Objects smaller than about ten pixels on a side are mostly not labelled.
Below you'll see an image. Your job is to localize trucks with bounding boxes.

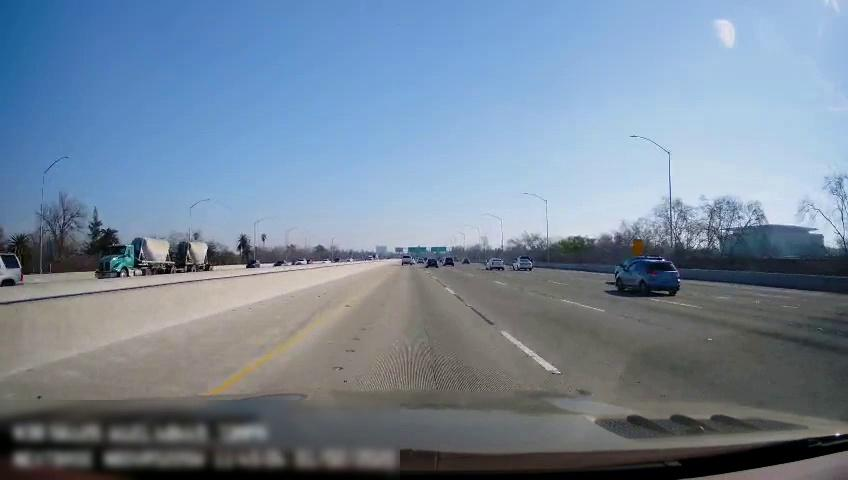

[93,236,212,279]
[400,255,413,266]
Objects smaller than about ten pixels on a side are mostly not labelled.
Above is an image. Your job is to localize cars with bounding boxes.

[425,257,439,269]
[245,259,261,269]
[512,257,533,272]
[273,260,289,268]
[485,258,505,272]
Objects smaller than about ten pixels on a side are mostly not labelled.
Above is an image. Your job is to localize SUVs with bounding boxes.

[442,257,455,267]
[294,258,308,266]
[0,251,25,287]
[614,259,680,297]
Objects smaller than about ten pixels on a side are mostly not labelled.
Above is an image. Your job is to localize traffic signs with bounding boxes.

[431,246,447,252]
[407,246,427,253]
[632,238,644,256]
